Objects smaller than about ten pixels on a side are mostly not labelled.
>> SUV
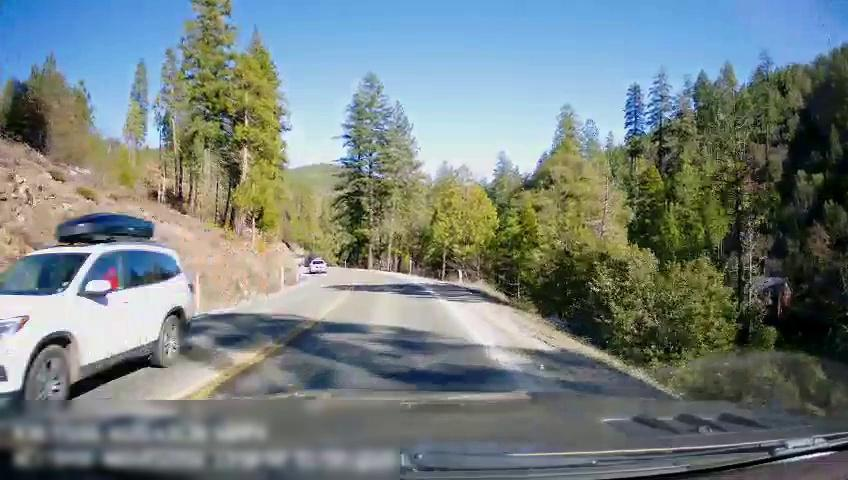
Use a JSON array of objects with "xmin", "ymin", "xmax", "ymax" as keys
[{"xmin": 0, "ymin": 210, "xmax": 194, "ymax": 419}]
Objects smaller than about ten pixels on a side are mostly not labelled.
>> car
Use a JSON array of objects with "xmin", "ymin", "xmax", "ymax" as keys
[{"xmin": 308, "ymin": 259, "xmax": 328, "ymax": 274}]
